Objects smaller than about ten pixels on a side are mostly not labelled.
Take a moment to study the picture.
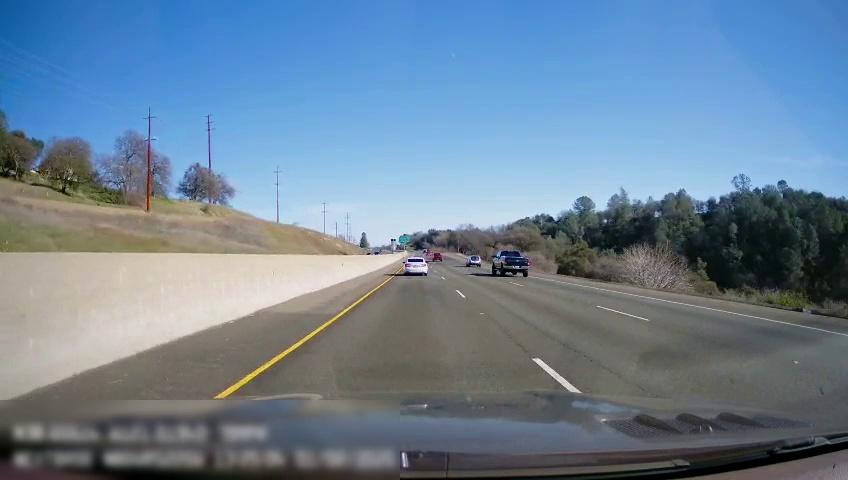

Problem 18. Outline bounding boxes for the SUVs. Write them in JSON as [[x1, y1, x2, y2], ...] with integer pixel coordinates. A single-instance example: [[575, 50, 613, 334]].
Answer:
[[464, 255, 482, 268]]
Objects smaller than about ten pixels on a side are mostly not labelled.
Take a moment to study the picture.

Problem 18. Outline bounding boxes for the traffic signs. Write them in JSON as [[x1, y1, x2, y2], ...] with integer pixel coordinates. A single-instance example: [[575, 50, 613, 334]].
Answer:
[[399, 236, 413, 244], [390, 239, 397, 251]]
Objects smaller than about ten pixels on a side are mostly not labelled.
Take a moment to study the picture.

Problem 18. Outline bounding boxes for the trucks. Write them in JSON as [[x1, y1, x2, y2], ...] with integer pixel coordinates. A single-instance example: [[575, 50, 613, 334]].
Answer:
[[432, 253, 443, 262], [491, 251, 529, 277]]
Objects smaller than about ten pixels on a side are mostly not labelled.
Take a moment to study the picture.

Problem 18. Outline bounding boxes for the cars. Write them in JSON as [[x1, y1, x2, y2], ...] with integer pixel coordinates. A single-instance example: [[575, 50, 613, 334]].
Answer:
[[402, 257, 428, 277]]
